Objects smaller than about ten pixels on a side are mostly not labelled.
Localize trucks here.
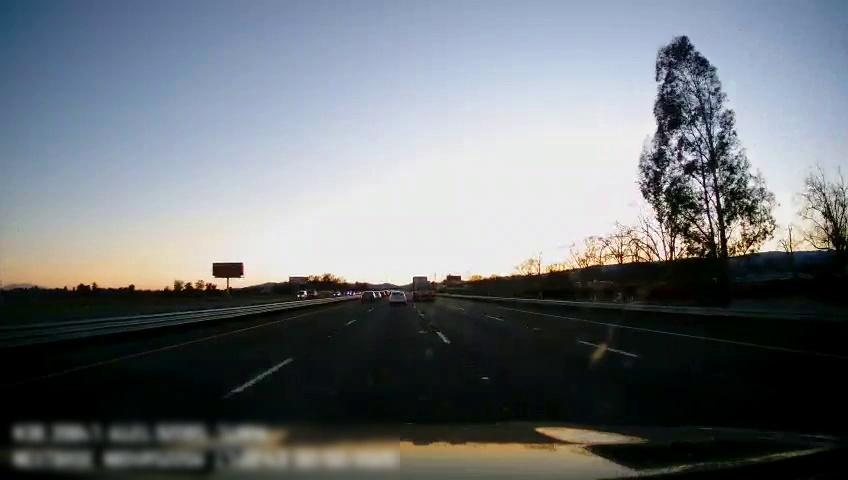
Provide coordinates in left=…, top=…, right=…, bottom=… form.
left=411, top=276, right=436, bottom=302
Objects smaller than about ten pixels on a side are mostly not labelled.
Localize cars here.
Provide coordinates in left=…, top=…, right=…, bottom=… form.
left=361, top=291, right=377, bottom=306
left=387, top=290, right=407, bottom=306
